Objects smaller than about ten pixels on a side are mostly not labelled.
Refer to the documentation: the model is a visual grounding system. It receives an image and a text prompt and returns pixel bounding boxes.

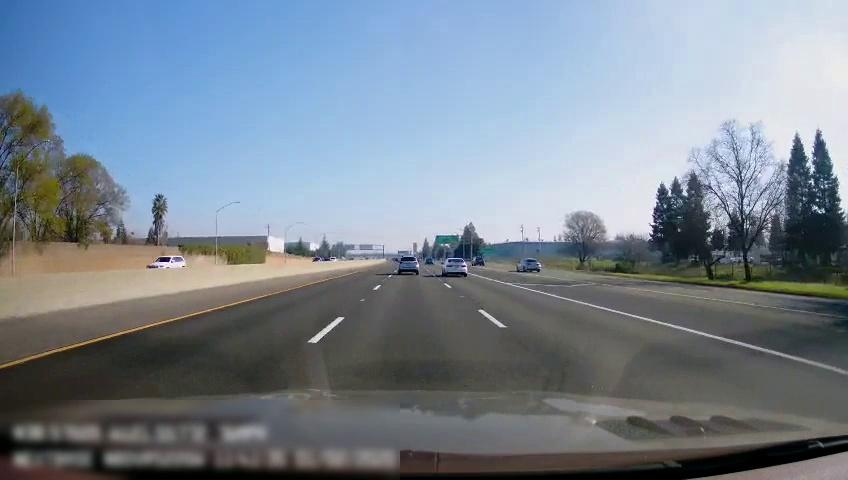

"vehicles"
[325,257,340,263]
[471,258,486,267]
[441,258,468,277]
[312,257,326,263]
[397,255,419,274]
[145,255,187,270]
[516,257,541,273]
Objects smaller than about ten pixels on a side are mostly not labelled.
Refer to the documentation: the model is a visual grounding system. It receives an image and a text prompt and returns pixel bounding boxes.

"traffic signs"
[479,247,497,256]
[435,235,460,245]
[358,243,373,251]
[344,243,355,250]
